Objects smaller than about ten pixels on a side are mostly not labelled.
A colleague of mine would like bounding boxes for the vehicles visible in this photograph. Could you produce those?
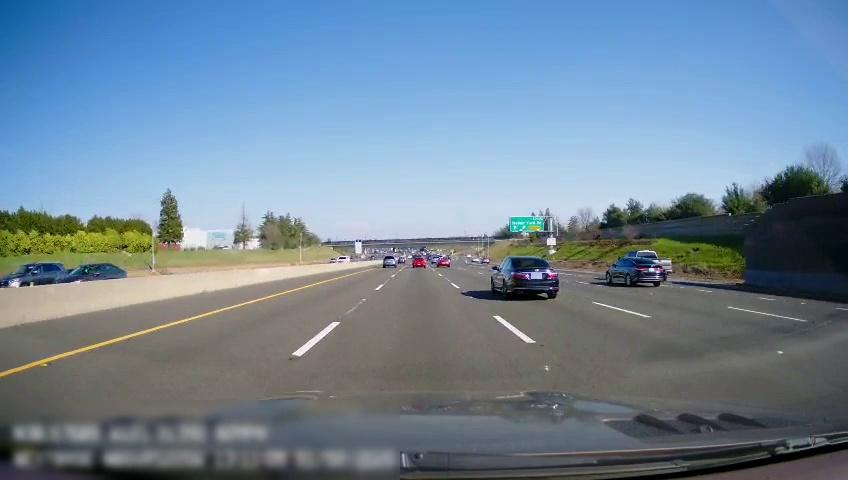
[337,255,351,264]
[629,250,674,280]
[60,263,128,285]
[0,263,63,289]
[431,256,439,264]
[479,256,490,265]
[489,254,561,302]
[412,256,427,267]
[382,255,397,268]
[604,256,667,288]
[436,256,451,267]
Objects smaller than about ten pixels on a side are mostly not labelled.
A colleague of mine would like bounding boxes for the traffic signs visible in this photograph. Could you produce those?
[508,216,544,234]
[354,239,362,255]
